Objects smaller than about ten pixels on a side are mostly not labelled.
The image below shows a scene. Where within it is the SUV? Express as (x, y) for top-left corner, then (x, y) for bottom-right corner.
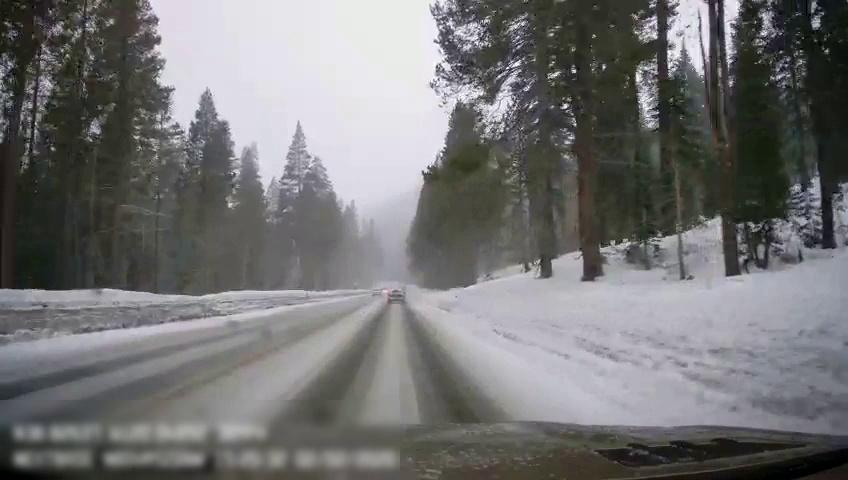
(386, 288), (405, 304)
